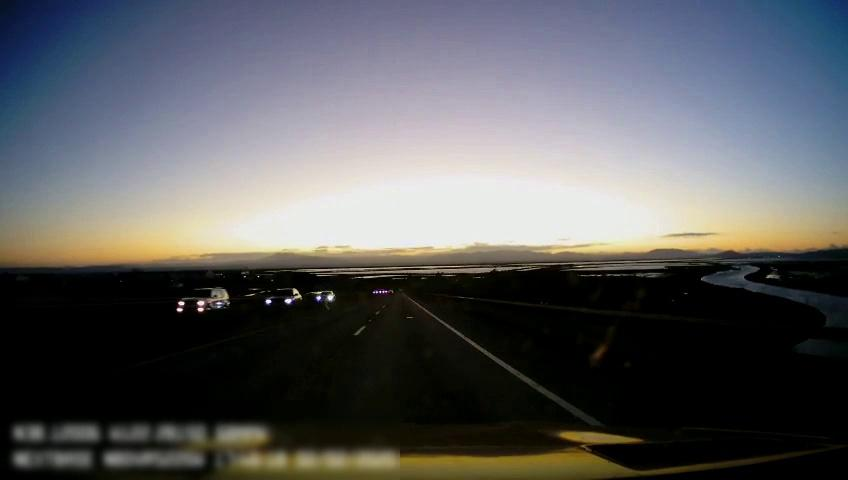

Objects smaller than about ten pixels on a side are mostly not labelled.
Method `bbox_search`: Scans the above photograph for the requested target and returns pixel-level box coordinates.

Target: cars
[315,290,336,303]
[264,287,303,310]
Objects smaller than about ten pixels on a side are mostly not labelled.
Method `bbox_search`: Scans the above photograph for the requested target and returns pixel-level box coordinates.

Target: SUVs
[176,287,231,316]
